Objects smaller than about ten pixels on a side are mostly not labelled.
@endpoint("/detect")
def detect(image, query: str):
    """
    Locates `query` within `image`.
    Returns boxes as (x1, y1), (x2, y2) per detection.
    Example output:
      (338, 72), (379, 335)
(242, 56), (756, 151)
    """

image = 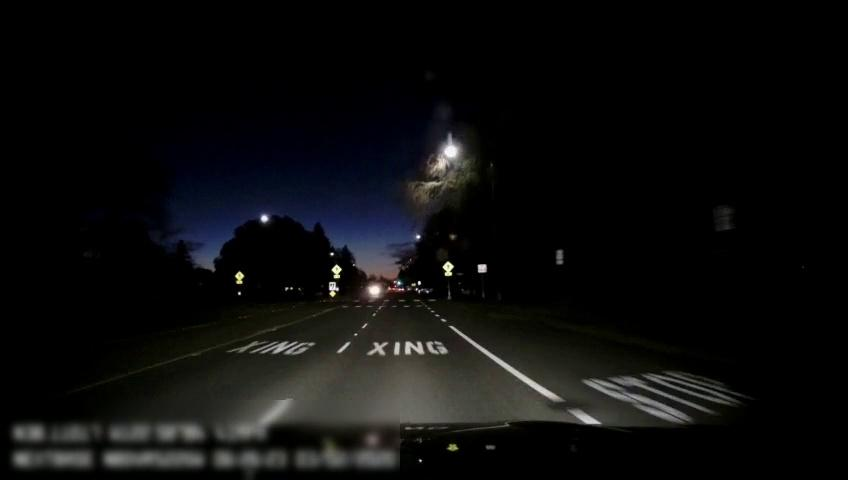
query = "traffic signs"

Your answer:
(442, 259), (455, 272)
(331, 263), (343, 275)
(234, 270), (245, 281)
(328, 281), (336, 292)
